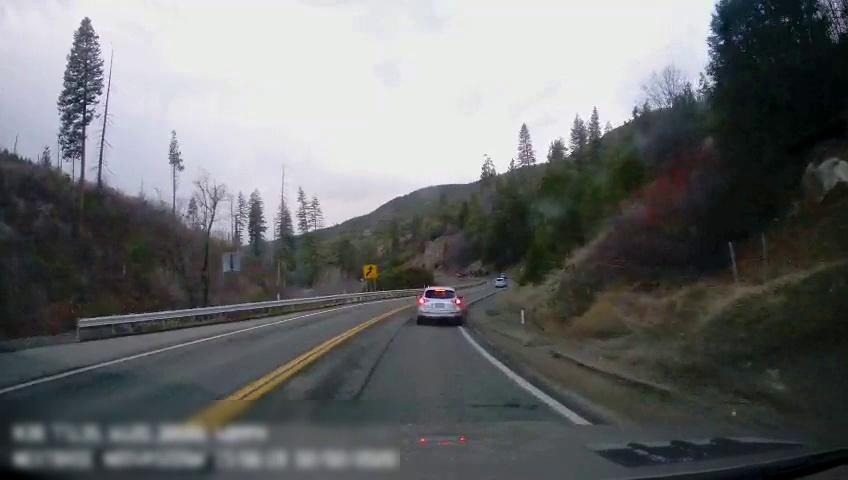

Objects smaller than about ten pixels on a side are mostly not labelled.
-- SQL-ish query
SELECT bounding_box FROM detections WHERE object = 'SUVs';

[416,286,463,325]
[495,277,509,288]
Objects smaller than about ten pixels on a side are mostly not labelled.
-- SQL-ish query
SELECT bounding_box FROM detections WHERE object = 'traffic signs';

[363,264,377,279]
